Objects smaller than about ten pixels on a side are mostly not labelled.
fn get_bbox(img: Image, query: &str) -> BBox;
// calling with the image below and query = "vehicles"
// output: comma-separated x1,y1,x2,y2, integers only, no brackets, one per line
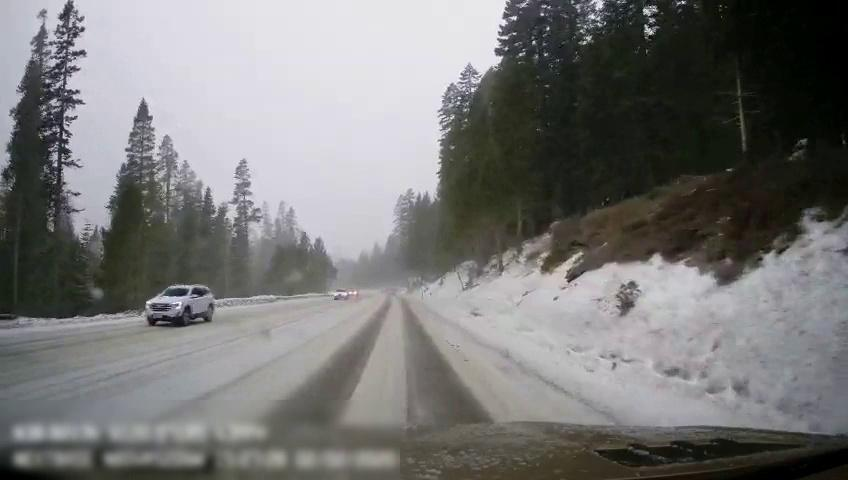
333,288,350,301
144,284,215,327
347,289,359,297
